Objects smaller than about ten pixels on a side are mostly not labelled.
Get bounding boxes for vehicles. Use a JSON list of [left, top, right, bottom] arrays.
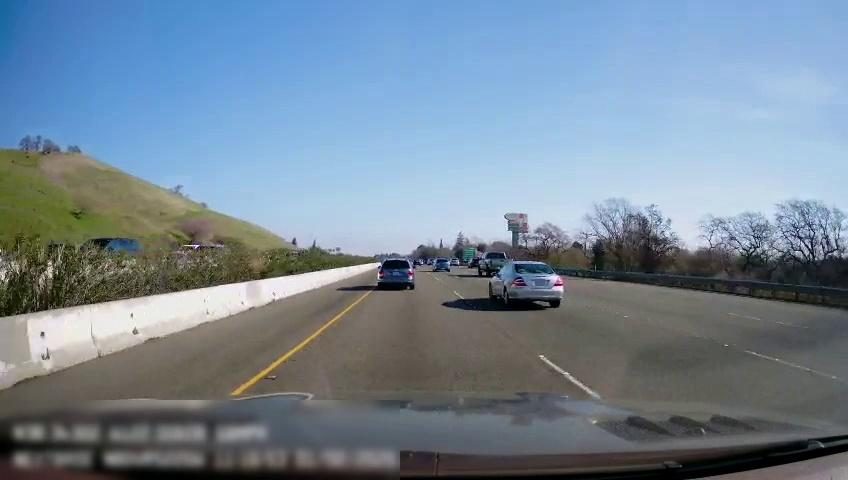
[[488, 261, 565, 310], [478, 251, 514, 276], [450, 257, 460, 266], [431, 258, 450, 272], [77, 237, 140, 256], [468, 258, 479, 269], [377, 259, 417, 289]]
